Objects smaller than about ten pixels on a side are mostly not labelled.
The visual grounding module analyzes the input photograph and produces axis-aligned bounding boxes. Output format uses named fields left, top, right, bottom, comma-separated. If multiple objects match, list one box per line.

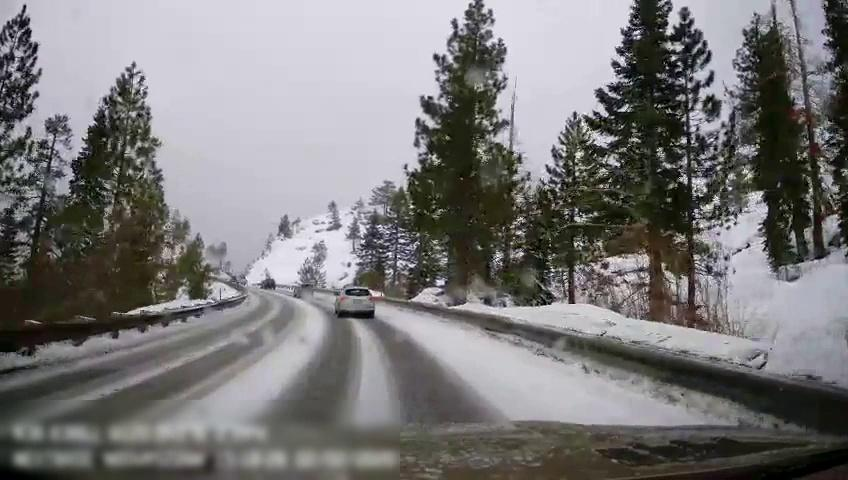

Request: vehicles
left=235, top=277, right=248, bottom=288
left=334, top=286, right=375, bottom=319
left=260, top=277, right=276, bottom=290
left=294, top=283, right=314, bottom=299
